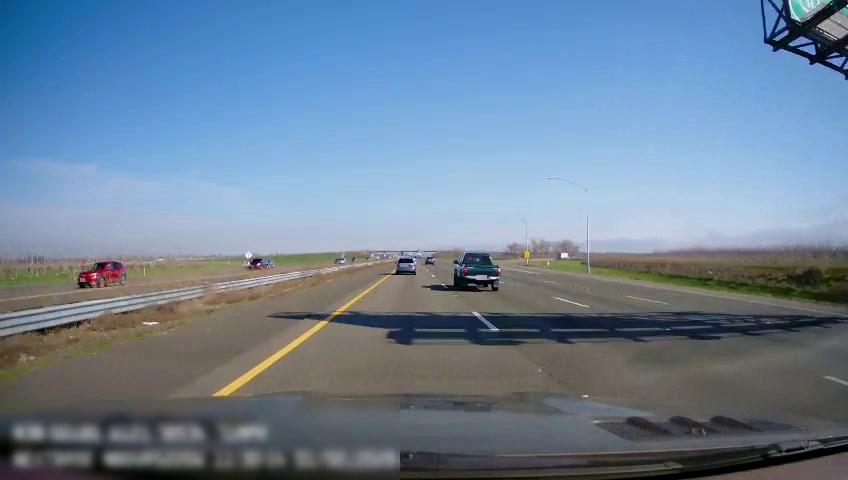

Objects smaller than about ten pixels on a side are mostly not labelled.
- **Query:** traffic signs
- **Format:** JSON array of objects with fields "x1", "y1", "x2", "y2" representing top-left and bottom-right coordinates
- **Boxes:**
[{"x1": 787, "y1": 0, "x2": 848, "y2": 39}]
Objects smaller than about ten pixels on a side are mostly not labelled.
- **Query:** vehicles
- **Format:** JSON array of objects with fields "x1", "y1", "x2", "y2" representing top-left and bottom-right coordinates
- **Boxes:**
[
  {"x1": 395, "y1": 257, "x2": 417, "y2": 276},
  {"x1": 77, "y1": 260, "x2": 129, "y2": 290},
  {"x1": 452, "y1": 252, "x2": 502, "y2": 292},
  {"x1": 247, "y1": 257, "x2": 269, "y2": 272}
]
